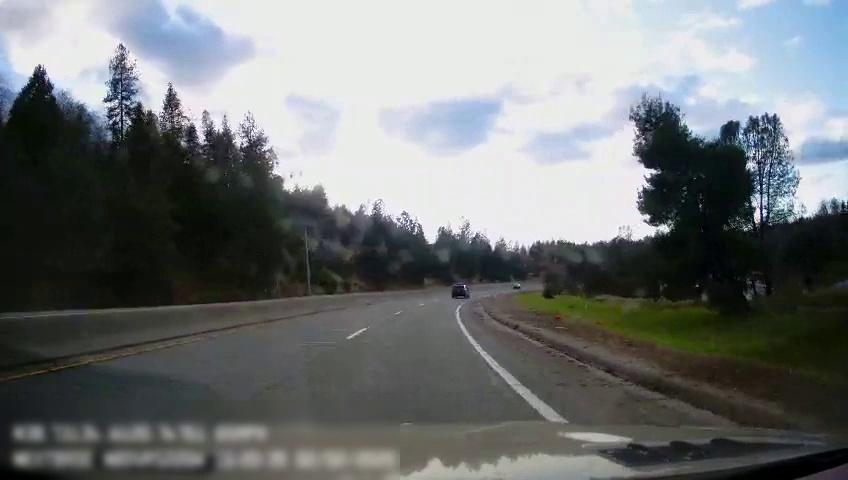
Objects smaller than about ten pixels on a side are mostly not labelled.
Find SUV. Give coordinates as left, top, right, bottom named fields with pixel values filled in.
left=451, top=283, right=470, bottom=299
